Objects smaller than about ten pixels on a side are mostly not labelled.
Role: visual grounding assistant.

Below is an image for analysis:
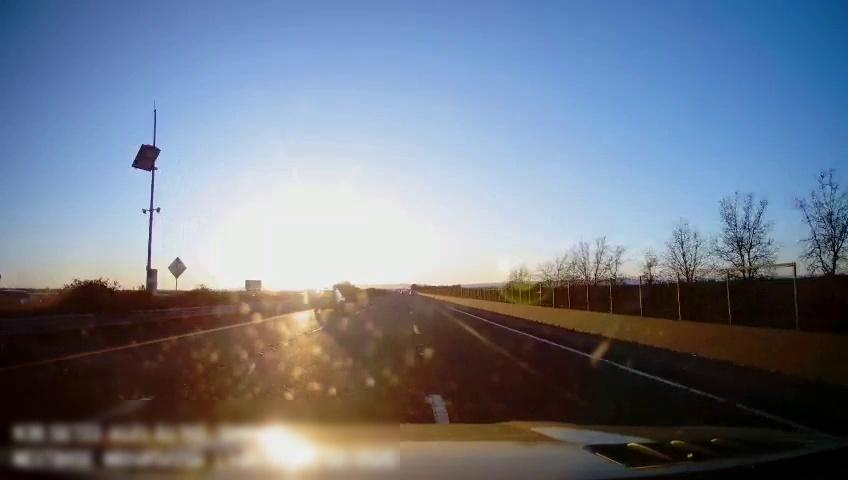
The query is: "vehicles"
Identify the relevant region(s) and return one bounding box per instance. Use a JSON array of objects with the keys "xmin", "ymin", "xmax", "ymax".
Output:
[
  {"xmin": 0, "ymin": 290, "xmax": 32, "ymax": 306},
  {"xmin": 313, "ymin": 289, "xmax": 346, "ymax": 313}
]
